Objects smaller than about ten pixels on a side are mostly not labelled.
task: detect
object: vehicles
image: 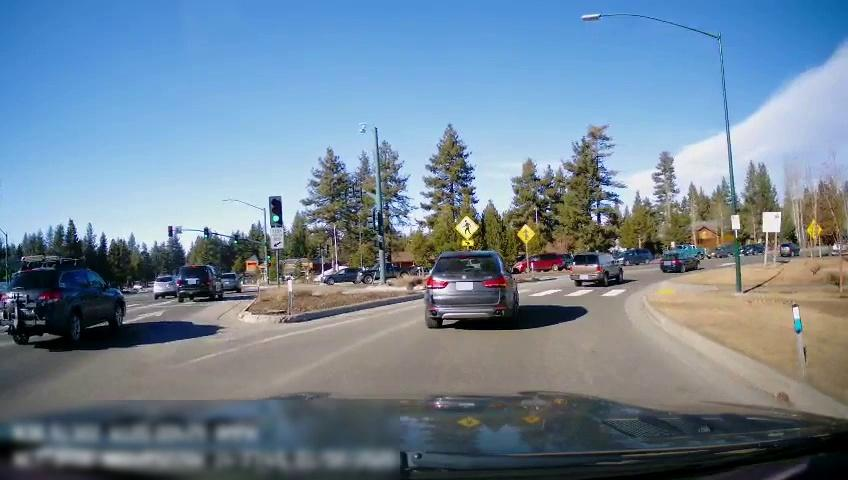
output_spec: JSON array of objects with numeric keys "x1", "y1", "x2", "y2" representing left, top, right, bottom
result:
[
  {"x1": 424, "y1": 250, "x2": 524, "y2": 334},
  {"x1": 153, "y1": 275, "x2": 179, "y2": 300},
  {"x1": 515, "y1": 252, "x2": 566, "y2": 273},
  {"x1": 5, "y1": 256, "x2": 127, "y2": 346},
  {"x1": 740, "y1": 242, "x2": 767, "y2": 256},
  {"x1": 616, "y1": 248, "x2": 651, "y2": 266},
  {"x1": 222, "y1": 273, "x2": 242, "y2": 294},
  {"x1": 566, "y1": 253, "x2": 625, "y2": 287},
  {"x1": 667, "y1": 244, "x2": 705, "y2": 261},
  {"x1": 362, "y1": 261, "x2": 404, "y2": 284},
  {"x1": 831, "y1": 243, "x2": 848, "y2": 256},
  {"x1": 177, "y1": 265, "x2": 224, "y2": 303},
  {"x1": 661, "y1": 253, "x2": 699, "y2": 274},
  {"x1": 322, "y1": 268, "x2": 363, "y2": 286},
  {"x1": 780, "y1": 242, "x2": 800, "y2": 258}
]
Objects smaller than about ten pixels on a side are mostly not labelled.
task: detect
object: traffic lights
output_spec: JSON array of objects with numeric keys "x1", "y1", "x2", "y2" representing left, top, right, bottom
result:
[
  {"x1": 232, "y1": 234, "x2": 238, "y2": 249},
  {"x1": 166, "y1": 225, "x2": 173, "y2": 238},
  {"x1": 202, "y1": 226, "x2": 209, "y2": 240},
  {"x1": 267, "y1": 194, "x2": 283, "y2": 226}
]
